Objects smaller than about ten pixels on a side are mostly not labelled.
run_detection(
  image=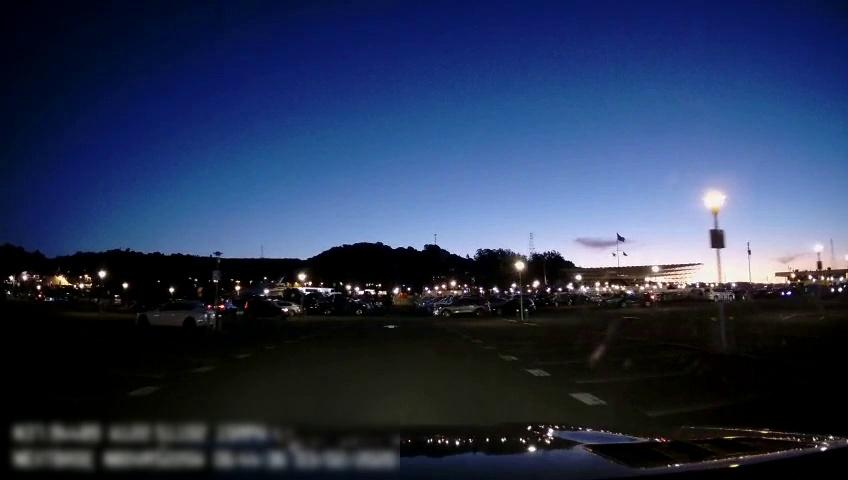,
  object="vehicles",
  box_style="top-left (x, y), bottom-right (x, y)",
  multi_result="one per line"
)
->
top-left (134, 300), bottom-right (217, 334)
top-left (493, 297), bottom-right (536, 316)
top-left (599, 295), bottom-right (631, 308)
top-left (708, 288), bottom-right (735, 302)
top-left (314, 293), bottom-right (367, 317)
top-left (268, 300), bottom-right (303, 318)
top-left (243, 299), bottom-right (288, 321)
top-left (206, 300), bottom-right (237, 316)
top-left (94, 294), bottom-right (123, 306)
top-left (433, 297), bottom-right (488, 319)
